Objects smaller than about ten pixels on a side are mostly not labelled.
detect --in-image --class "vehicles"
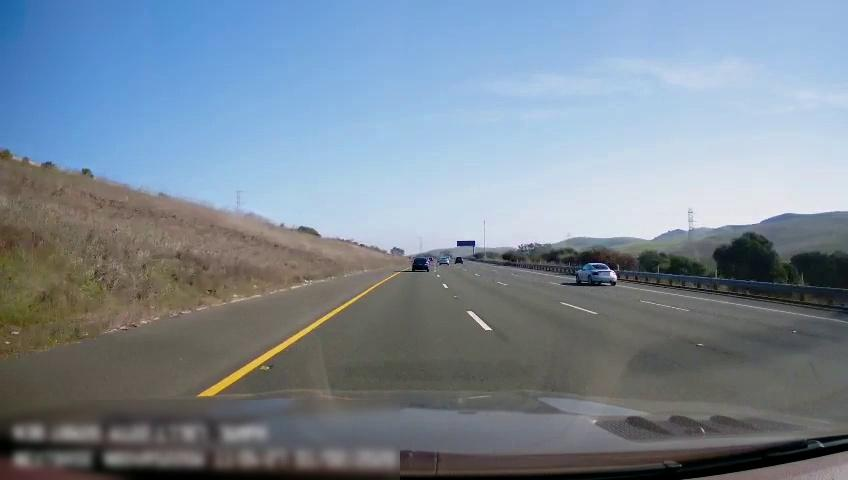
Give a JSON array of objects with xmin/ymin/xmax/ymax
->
[
  {"xmin": 412, "ymin": 258, "xmax": 430, "ymax": 273},
  {"xmin": 575, "ymin": 263, "xmax": 617, "ymax": 287},
  {"xmin": 425, "ymin": 258, "xmax": 431, "ymax": 265},
  {"xmin": 439, "ymin": 257, "xmax": 450, "ymax": 266}
]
